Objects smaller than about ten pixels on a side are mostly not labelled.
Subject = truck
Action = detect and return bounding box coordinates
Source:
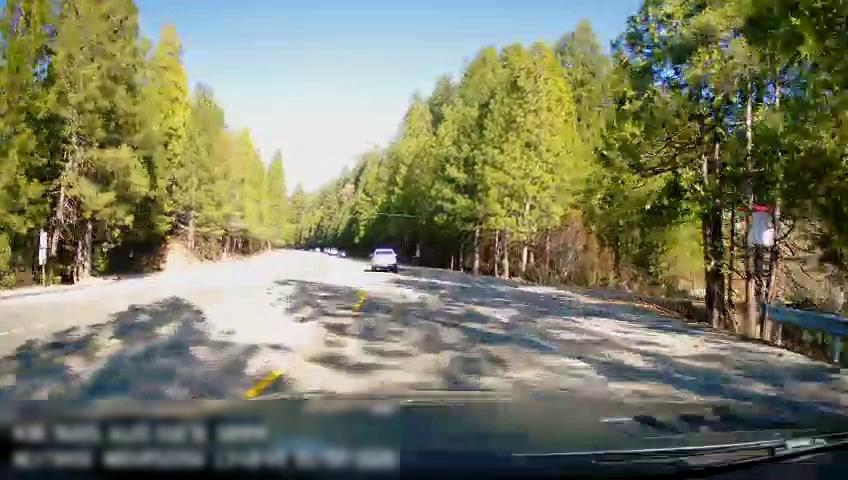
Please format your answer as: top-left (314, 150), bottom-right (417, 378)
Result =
top-left (370, 248), bottom-right (398, 273)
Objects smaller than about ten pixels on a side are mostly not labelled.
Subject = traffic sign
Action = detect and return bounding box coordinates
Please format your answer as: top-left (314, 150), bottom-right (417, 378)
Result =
top-left (748, 203), bottom-right (776, 247)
